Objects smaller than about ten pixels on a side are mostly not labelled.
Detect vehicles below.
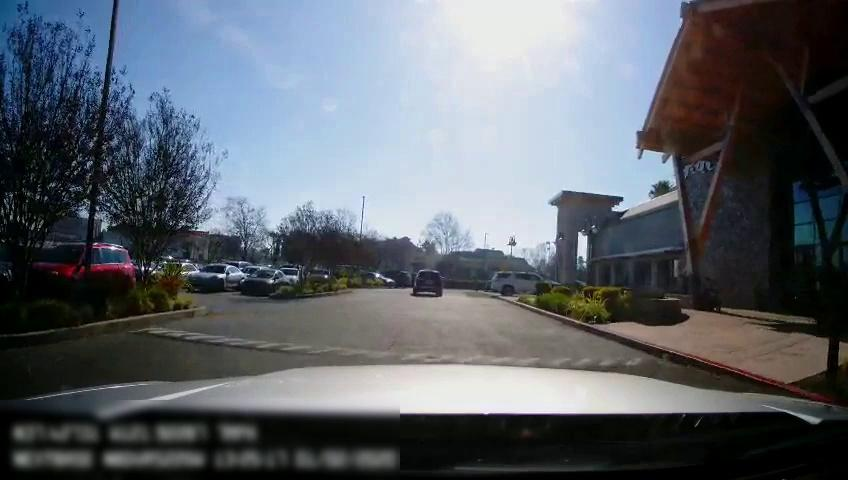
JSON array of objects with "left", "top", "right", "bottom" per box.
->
[
  {"left": 188, "top": 264, "right": 248, "bottom": 293},
  {"left": 240, "top": 269, "right": 292, "bottom": 295},
  {"left": 395, "top": 272, "right": 415, "bottom": 286},
  {"left": 128, "top": 260, "right": 168, "bottom": 279},
  {"left": 0, "top": 261, "right": 18, "bottom": 302},
  {"left": 244, "top": 266, "right": 271, "bottom": 280},
  {"left": 489, "top": 271, "right": 560, "bottom": 297},
  {"left": 226, "top": 261, "right": 257, "bottom": 274},
  {"left": 280, "top": 268, "right": 311, "bottom": 285},
  {"left": 365, "top": 272, "right": 396, "bottom": 286},
  {"left": 413, "top": 270, "right": 444, "bottom": 297},
  {"left": 29, "top": 242, "right": 137, "bottom": 288},
  {"left": 150, "top": 262, "right": 202, "bottom": 279}
]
